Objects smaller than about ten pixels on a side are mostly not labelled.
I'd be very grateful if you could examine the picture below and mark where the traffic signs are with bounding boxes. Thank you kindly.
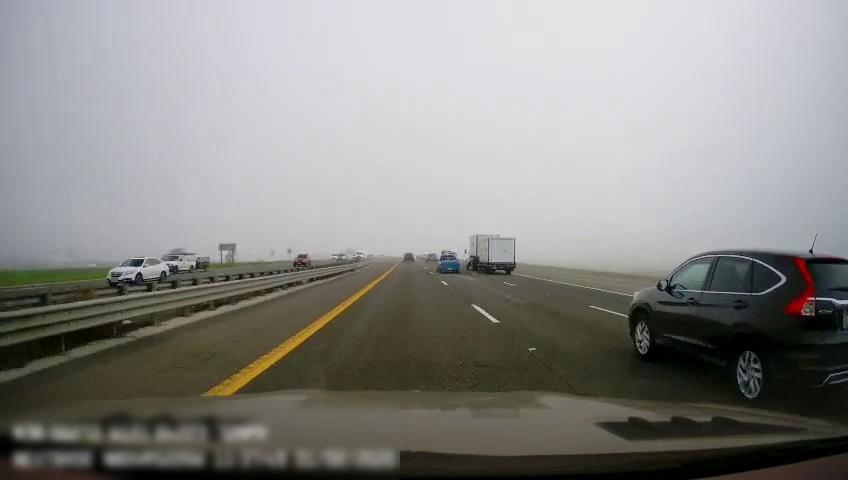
[218,242,237,251]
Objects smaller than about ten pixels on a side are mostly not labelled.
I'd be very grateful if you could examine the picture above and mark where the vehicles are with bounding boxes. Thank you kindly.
[329,253,340,261]
[335,253,349,262]
[106,256,171,287]
[292,253,312,268]
[160,252,197,275]
[425,252,439,264]
[436,250,461,274]
[403,252,415,263]
[355,250,365,258]
[627,247,848,404]
[464,233,501,272]
[193,256,211,273]
[477,236,517,276]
